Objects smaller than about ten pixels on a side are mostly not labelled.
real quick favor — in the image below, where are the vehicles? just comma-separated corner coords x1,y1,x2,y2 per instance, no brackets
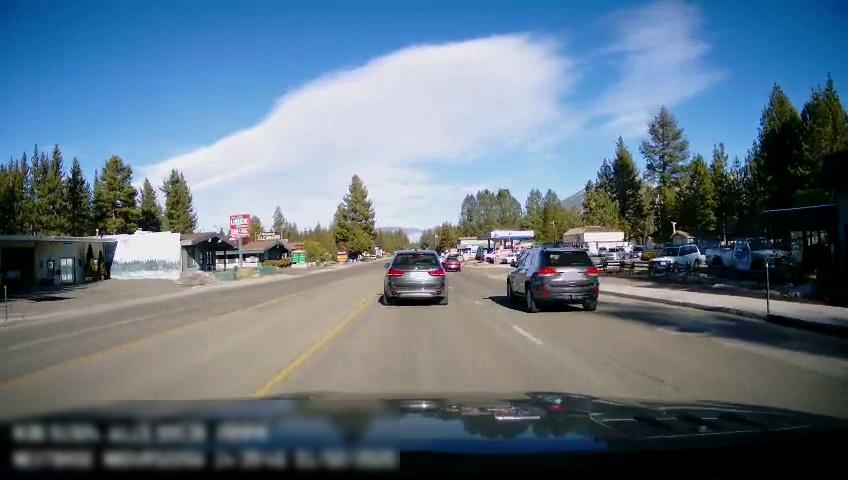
477,248,495,263
445,257,464,274
599,247,640,267
384,253,446,305
704,240,786,273
505,248,599,314
648,244,706,274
